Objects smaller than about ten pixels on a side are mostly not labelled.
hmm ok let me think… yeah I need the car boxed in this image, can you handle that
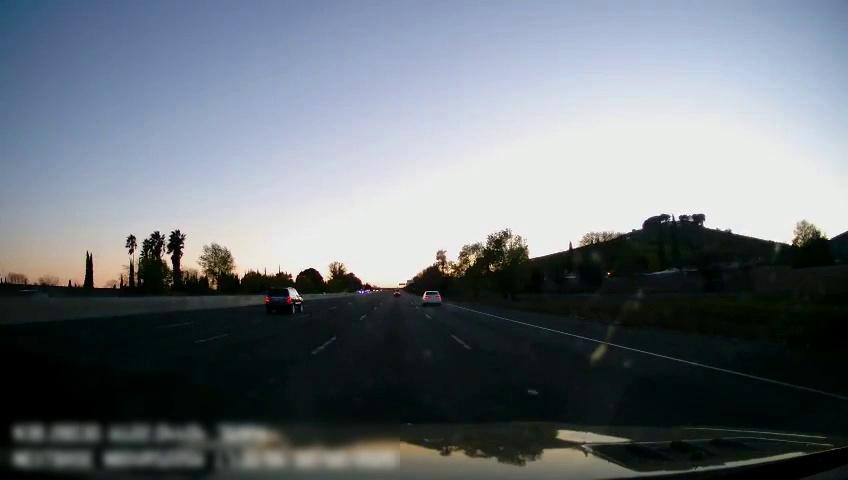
[422,290,442,306]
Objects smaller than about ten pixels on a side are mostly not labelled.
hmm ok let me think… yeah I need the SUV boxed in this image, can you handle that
[264,287,304,317]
